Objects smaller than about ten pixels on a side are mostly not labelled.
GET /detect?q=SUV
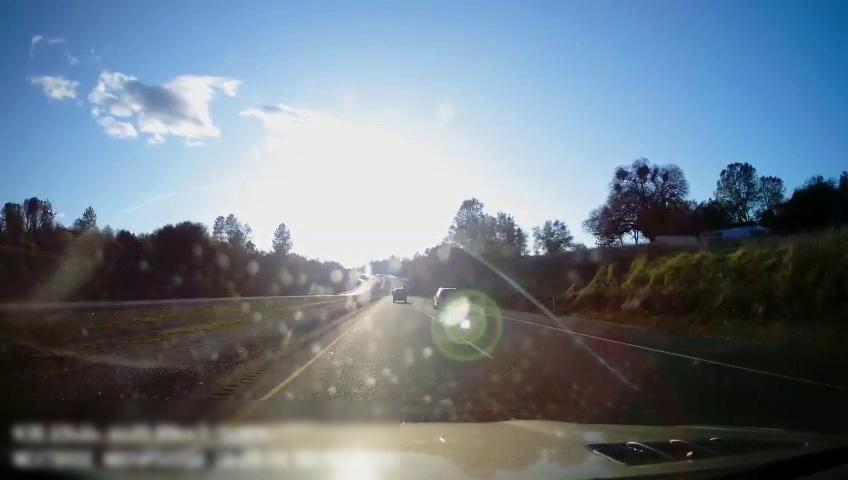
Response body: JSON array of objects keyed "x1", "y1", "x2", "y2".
[{"x1": 434, "y1": 288, "x2": 461, "y2": 308}]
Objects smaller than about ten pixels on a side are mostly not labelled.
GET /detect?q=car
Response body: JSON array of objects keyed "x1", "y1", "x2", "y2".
[{"x1": 392, "y1": 289, "x2": 407, "y2": 303}]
